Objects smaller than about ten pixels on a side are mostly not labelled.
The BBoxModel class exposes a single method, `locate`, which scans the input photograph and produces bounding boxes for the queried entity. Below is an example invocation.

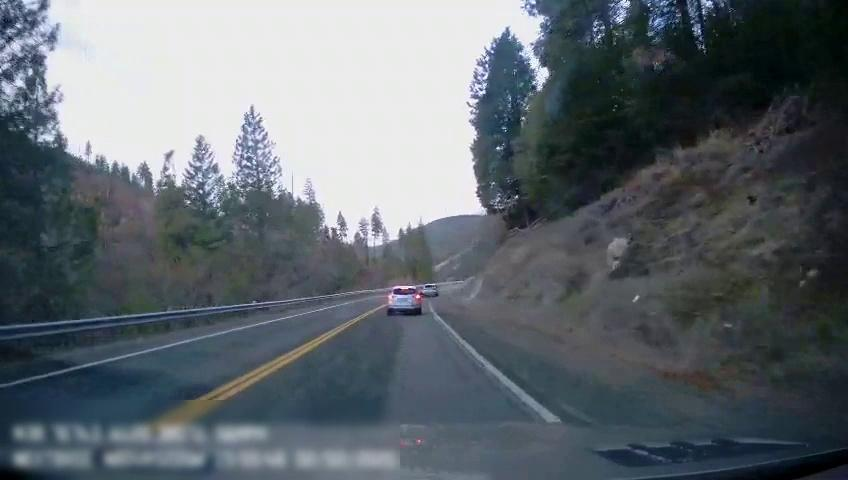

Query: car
[421,283,439,297]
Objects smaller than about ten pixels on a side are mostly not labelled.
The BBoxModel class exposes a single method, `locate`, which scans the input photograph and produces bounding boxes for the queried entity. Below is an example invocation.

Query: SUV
[387,285,422,316]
